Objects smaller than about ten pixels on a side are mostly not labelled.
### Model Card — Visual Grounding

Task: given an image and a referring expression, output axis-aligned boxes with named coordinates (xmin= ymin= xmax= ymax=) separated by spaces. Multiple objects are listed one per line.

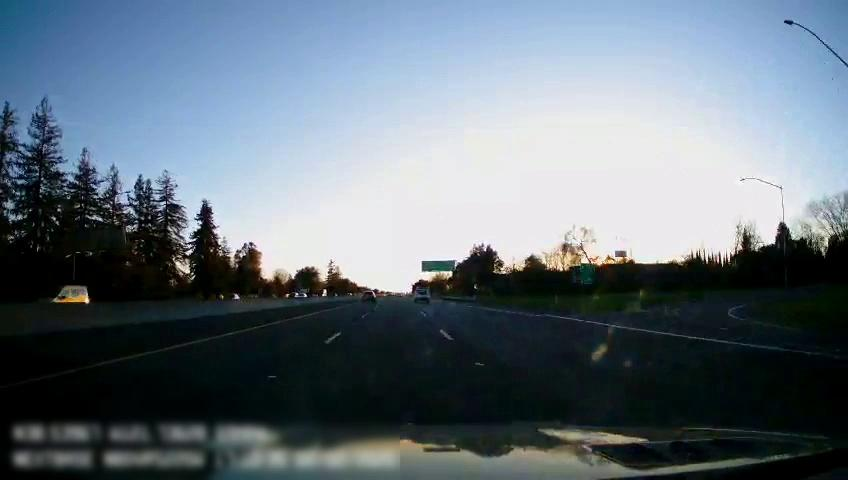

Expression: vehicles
xmin=222 ymin=292 xmax=239 ymax=301
xmin=361 ymin=291 xmax=376 ymax=303
xmin=294 ymin=292 xmax=307 ymax=298
xmin=40 ymin=283 xmax=91 ymax=304
xmin=412 ymin=288 xmax=430 ymax=303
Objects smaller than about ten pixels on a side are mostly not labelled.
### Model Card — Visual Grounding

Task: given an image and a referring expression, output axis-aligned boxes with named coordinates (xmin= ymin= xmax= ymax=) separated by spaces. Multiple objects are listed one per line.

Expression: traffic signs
xmin=581 ymin=263 xmax=596 ymax=285
xmin=420 ymin=260 xmax=457 ymax=274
